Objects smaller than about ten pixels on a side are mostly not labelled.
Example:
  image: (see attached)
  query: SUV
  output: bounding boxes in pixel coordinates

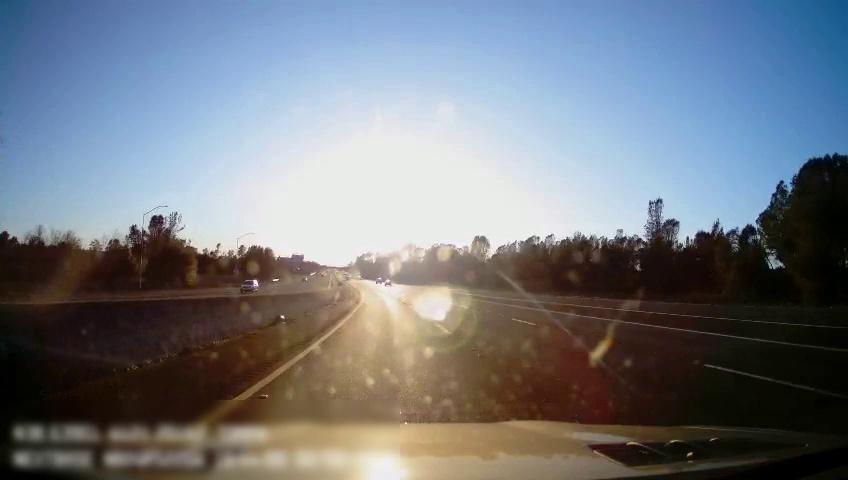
[240,280,259,293]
